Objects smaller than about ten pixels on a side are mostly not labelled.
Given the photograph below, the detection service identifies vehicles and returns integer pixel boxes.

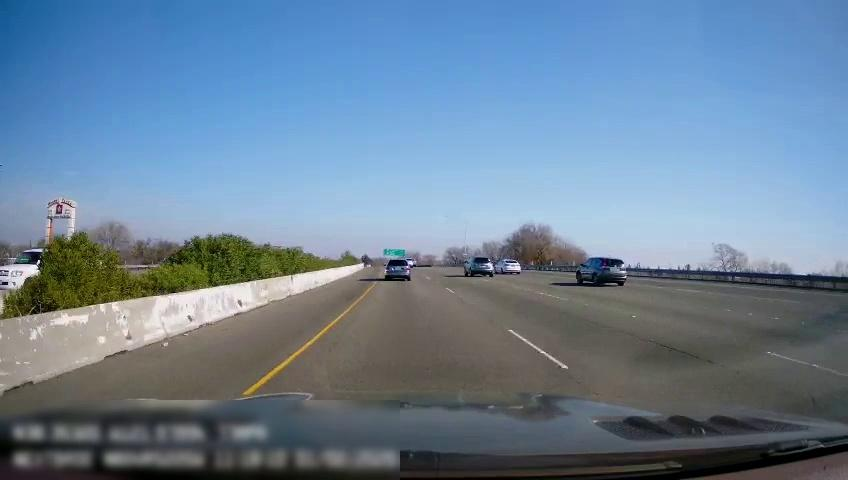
[0,248,46,291]
[494,258,521,275]
[464,255,494,277]
[406,258,413,268]
[383,259,411,282]
[576,257,626,286]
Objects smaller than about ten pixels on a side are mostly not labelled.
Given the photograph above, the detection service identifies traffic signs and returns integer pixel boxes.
[384,248,406,256]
